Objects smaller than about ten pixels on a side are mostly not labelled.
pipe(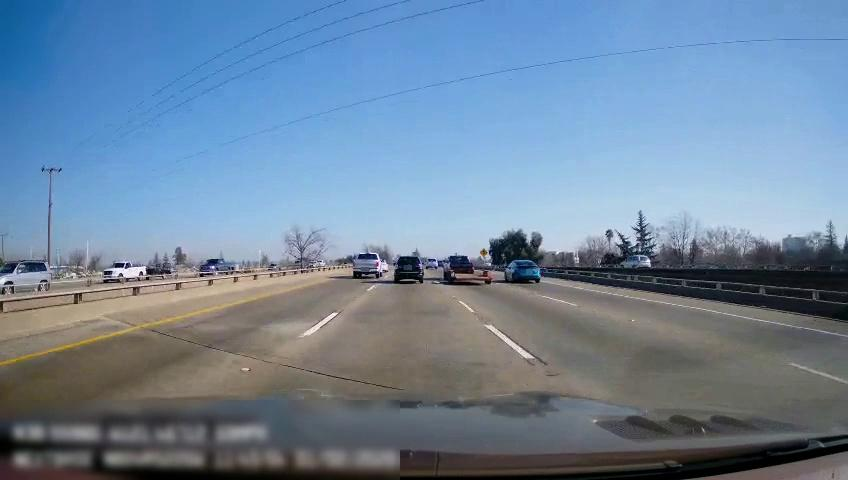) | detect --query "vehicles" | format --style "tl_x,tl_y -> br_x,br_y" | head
373,258 -> 389,272
267,263 -> 278,271
622,254 -> 652,268
504,259 -> 541,283
0,260 -> 52,297
101,261 -> 148,283
425,257 -> 439,270
352,251 -> 384,279
196,258 -> 235,278
146,261 -> 176,281
392,256 -> 425,284
446,269 -> 494,286
443,255 -> 474,280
